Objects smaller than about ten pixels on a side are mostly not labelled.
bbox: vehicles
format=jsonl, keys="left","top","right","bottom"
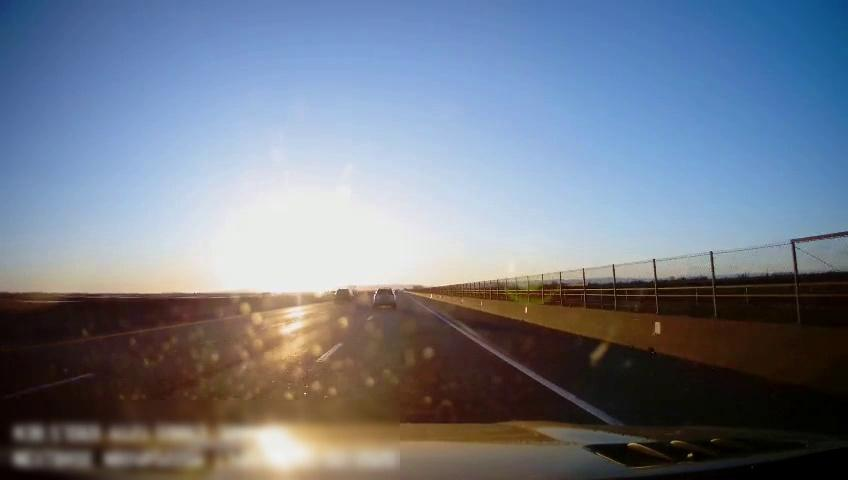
{"left": 373, "top": 287, "right": 397, "bottom": 309}
{"left": 259, "top": 292, "right": 273, "bottom": 299}
{"left": 334, "top": 288, "right": 355, "bottom": 303}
